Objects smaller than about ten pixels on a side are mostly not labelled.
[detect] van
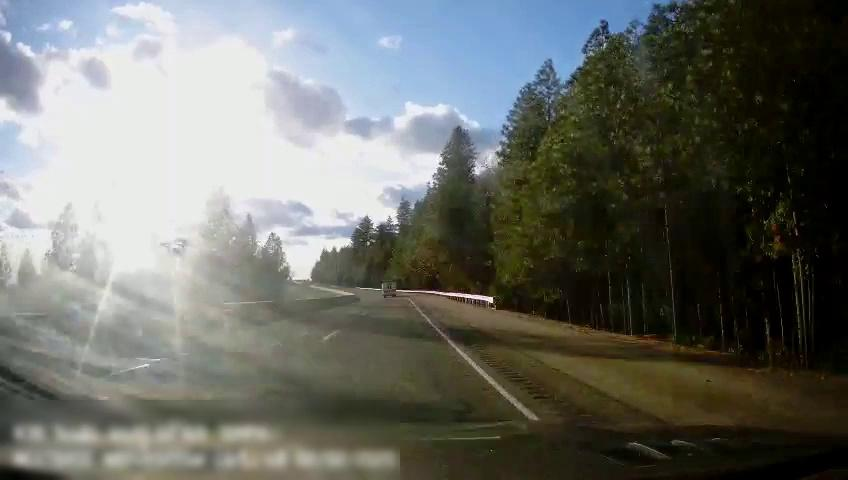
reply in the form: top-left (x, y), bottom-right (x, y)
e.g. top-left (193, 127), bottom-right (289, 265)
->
top-left (380, 281), bottom-right (397, 299)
